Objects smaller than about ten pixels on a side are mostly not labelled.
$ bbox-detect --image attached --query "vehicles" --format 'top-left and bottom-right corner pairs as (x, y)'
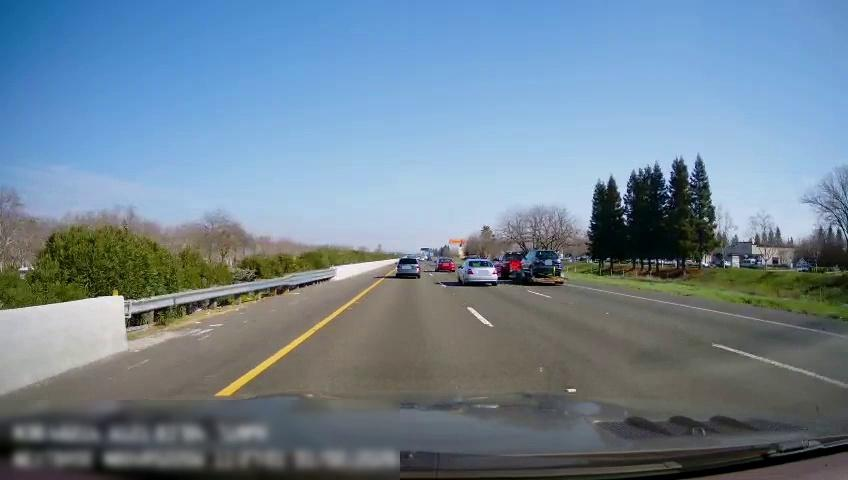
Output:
(394, 257), (422, 279)
(434, 257), (455, 272)
(456, 258), (499, 287)
(492, 248), (568, 286)
(17, 266), (39, 281)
